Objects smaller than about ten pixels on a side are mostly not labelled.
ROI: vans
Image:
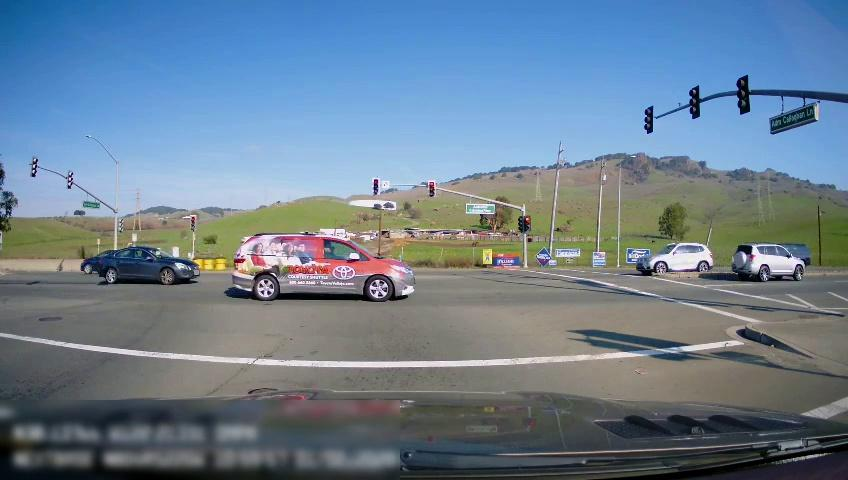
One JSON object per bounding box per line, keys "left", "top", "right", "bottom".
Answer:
{"left": 231, "top": 231, "right": 417, "bottom": 303}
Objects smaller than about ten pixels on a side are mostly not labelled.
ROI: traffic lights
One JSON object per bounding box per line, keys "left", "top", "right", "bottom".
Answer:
{"left": 687, "top": 84, "right": 702, "bottom": 120}
{"left": 66, "top": 169, "right": 75, "bottom": 190}
{"left": 426, "top": 178, "right": 437, "bottom": 197}
{"left": 735, "top": 74, "right": 751, "bottom": 115}
{"left": 30, "top": 156, "right": 40, "bottom": 178}
{"left": 189, "top": 214, "right": 198, "bottom": 232}
{"left": 643, "top": 104, "right": 655, "bottom": 135}
{"left": 523, "top": 214, "right": 532, "bottom": 232}
{"left": 116, "top": 215, "right": 125, "bottom": 233}
{"left": 372, "top": 177, "right": 381, "bottom": 196}
{"left": 517, "top": 215, "right": 525, "bottom": 232}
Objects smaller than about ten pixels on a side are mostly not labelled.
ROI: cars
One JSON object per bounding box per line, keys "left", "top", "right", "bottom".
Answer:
{"left": 94, "top": 245, "right": 201, "bottom": 286}
{"left": 79, "top": 248, "right": 125, "bottom": 275}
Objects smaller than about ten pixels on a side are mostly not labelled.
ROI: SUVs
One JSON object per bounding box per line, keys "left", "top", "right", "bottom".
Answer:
{"left": 776, "top": 242, "right": 811, "bottom": 266}
{"left": 636, "top": 241, "right": 714, "bottom": 276}
{"left": 731, "top": 242, "right": 806, "bottom": 283}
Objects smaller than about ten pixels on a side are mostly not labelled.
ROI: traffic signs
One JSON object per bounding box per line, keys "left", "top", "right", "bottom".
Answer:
{"left": 82, "top": 199, "right": 101, "bottom": 209}
{"left": 768, "top": 100, "right": 821, "bottom": 135}
{"left": 464, "top": 201, "right": 497, "bottom": 216}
